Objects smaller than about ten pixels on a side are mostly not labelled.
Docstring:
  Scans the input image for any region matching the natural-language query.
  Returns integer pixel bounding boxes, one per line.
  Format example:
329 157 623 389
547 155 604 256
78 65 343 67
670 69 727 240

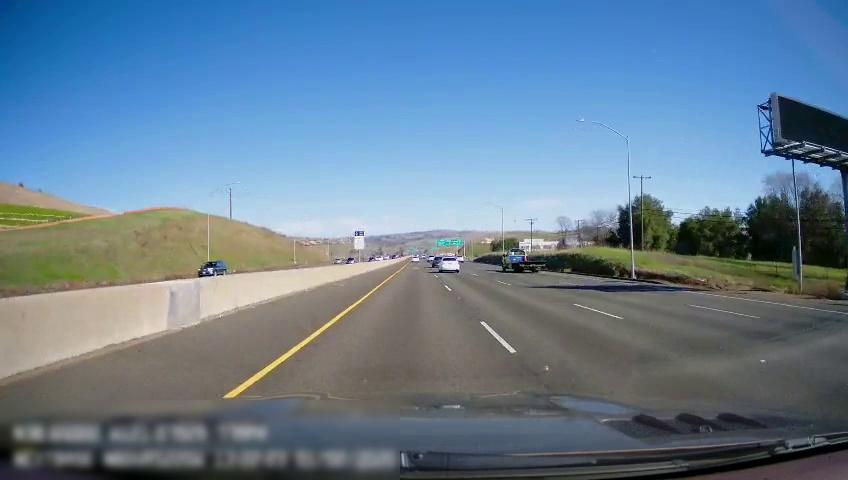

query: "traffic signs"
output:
449 239 463 247
435 239 449 248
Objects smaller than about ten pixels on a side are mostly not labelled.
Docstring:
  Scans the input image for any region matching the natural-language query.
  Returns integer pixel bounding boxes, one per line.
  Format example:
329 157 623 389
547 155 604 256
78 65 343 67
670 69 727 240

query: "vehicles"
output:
439 256 459 272
502 248 548 272
432 256 444 268
197 261 227 277
344 257 356 264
